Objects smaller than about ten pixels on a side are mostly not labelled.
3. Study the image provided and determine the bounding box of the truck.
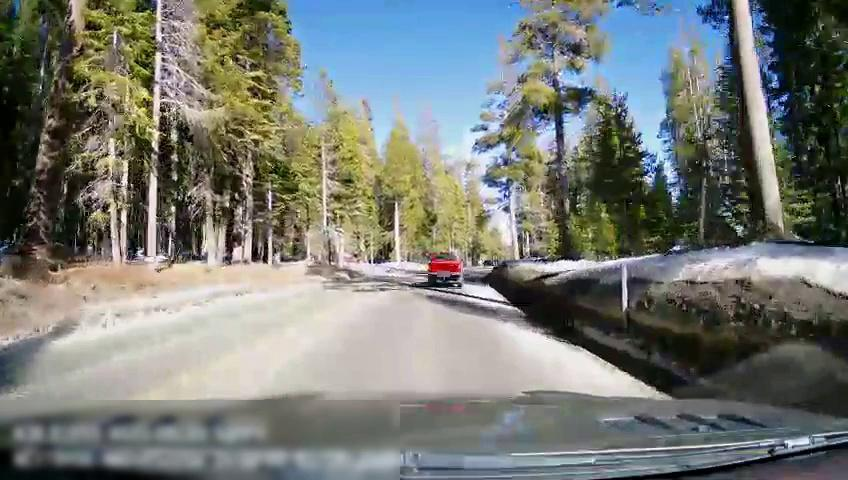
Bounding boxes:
[427,250,464,288]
